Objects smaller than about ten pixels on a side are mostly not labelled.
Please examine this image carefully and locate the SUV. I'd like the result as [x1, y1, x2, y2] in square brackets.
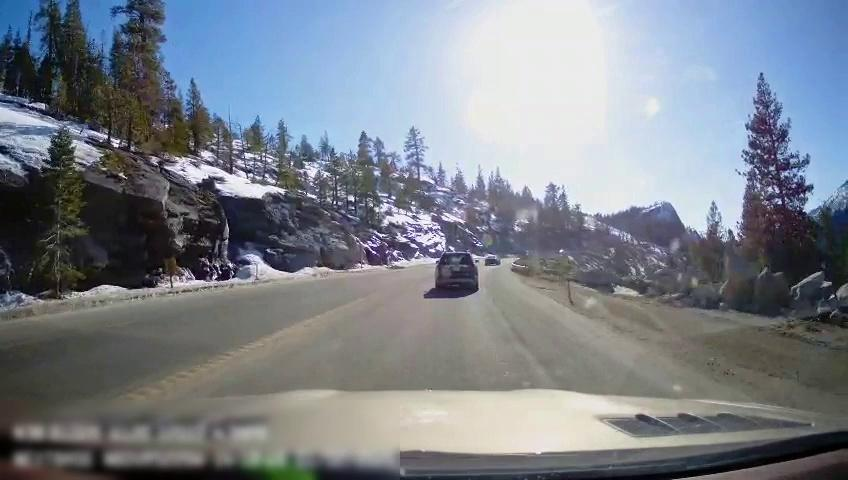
[434, 249, 481, 293]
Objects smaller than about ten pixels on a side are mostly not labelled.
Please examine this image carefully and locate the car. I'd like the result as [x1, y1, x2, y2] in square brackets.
[484, 253, 501, 266]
